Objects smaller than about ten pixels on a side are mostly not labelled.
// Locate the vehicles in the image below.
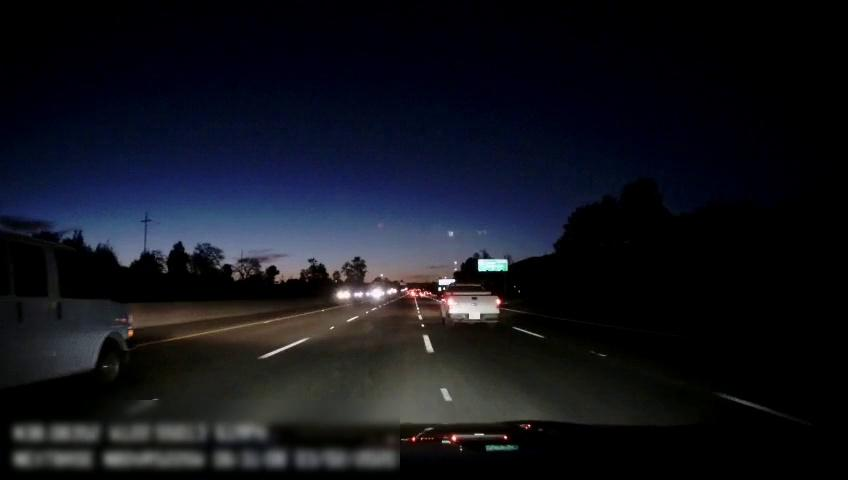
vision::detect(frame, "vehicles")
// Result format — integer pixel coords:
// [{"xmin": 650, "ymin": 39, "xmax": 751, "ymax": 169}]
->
[
  {"xmin": 437, "ymin": 284, "xmax": 501, "ymax": 330},
  {"xmin": 336, "ymin": 289, "xmax": 352, "ymax": 300},
  {"xmin": 0, "ymin": 231, "xmax": 136, "ymax": 394}
]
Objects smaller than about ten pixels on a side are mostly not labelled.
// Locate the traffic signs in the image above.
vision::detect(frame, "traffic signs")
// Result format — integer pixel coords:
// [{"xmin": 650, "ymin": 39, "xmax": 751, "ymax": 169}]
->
[
  {"xmin": 477, "ymin": 259, "xmax": 509, "ymax": 273},
  {"xmin": 438, "ymin": 278, "xmax": 456, "ymax": 284}
]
